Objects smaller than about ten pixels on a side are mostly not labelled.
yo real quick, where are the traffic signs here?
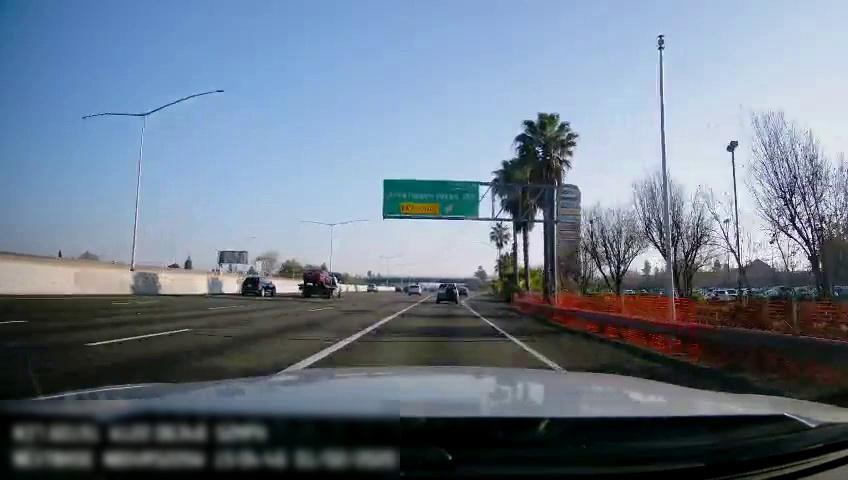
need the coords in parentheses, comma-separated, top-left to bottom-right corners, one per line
(382, 178, 480, 219)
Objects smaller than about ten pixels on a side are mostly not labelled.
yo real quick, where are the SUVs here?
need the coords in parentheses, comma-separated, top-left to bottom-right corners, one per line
(407, 283, 423, 297)
(366, 283, 379, 292)
(241, 276, 277, 298)
(436, 282, 460, 305)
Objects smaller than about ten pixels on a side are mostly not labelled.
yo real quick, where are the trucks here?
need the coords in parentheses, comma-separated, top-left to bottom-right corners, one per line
(296, 268, 343, 300)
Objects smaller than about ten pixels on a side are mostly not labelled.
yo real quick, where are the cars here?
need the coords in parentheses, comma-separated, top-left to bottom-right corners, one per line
(457, 286, 471, 297)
